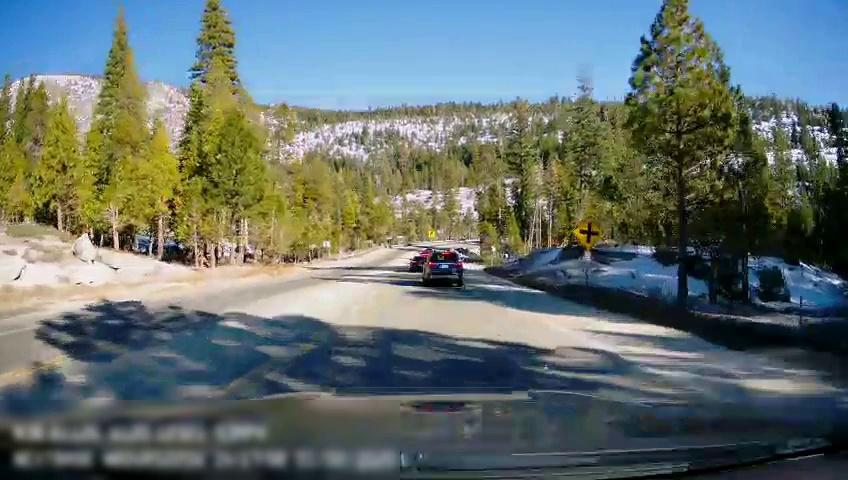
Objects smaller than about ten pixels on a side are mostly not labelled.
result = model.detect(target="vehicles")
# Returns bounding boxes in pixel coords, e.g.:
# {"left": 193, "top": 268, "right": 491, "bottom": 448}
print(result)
{"left": 422, "top": 248, "right": 463, "bottom": 287}
{"left": 408, "top": 255, "right": 427, "bottom": 272}
{"left": 419, "top": 246, "right": 432, "bottom": 258}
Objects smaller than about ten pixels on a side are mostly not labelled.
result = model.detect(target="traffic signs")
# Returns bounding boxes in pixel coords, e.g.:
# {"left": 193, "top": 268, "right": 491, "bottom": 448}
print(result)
{"left": 571, "top": 214, "right": 605, "bottom": 250}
